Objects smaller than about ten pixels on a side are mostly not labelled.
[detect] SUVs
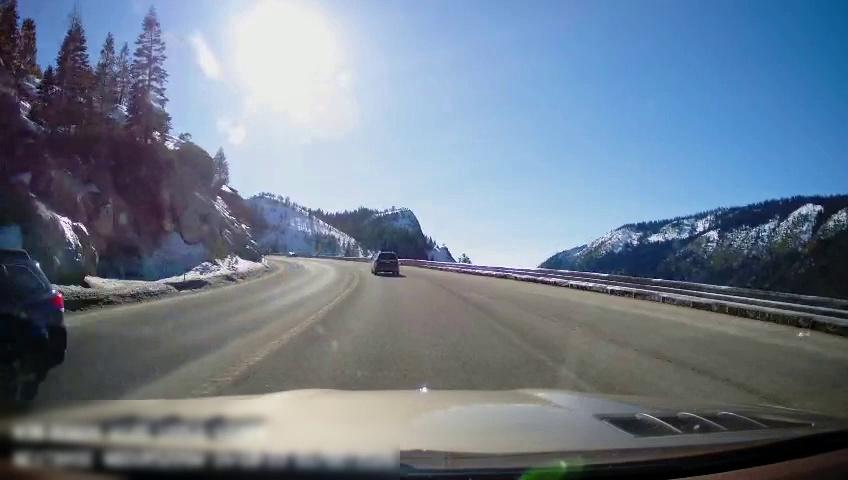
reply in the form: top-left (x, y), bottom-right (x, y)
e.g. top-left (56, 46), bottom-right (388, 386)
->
top-left (369, 250), bottom-right (400, 276)
top-left (0, 245), bottom-right (70, 417)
